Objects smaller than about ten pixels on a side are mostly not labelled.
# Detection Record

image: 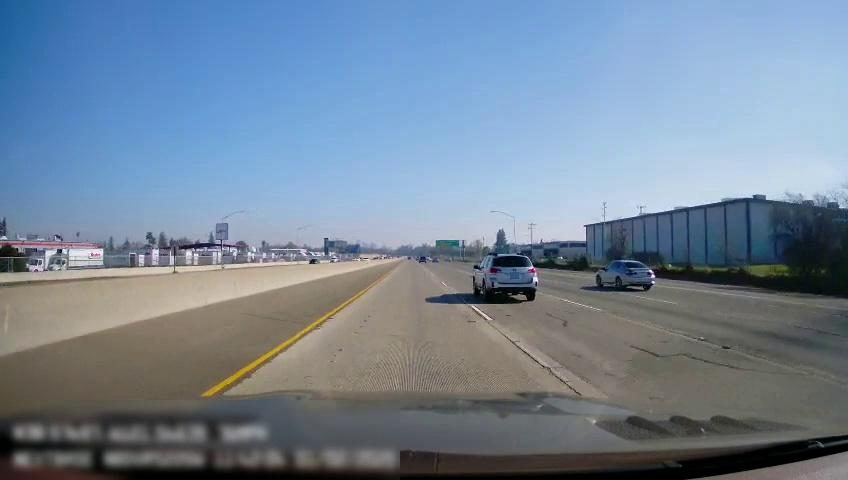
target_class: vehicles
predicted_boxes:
[307,257,321,265]
[473,253,539,302]
[594,258,656,292]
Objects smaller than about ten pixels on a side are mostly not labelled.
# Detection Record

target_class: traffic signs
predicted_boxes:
[333,240,348,249]
[435,240,460,249]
